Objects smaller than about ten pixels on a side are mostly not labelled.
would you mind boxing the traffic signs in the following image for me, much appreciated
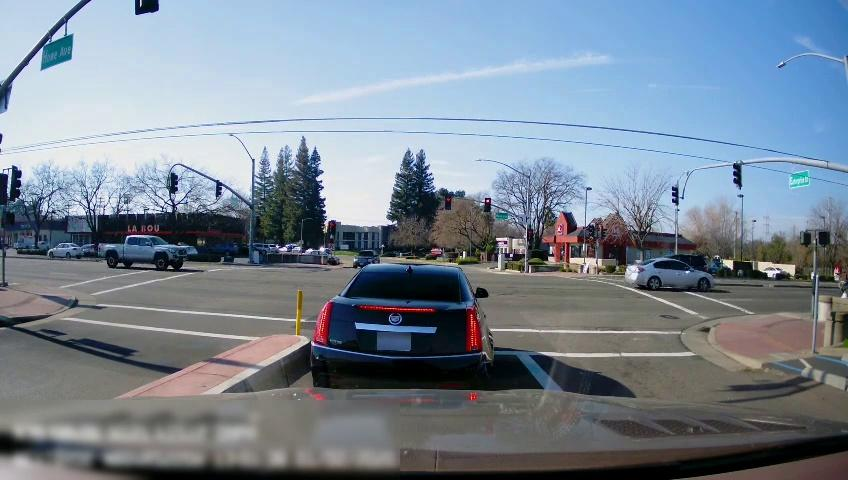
[790,169,810,188]
[496,212,508,219]
[40,33,74,71]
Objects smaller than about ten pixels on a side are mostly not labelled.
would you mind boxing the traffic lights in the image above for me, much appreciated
[328,220,336,234]
[168,172,179,194]
[0,132,4,153]
[0,173,8,204]
[9,165,22,202]
[600,225,606,238]
[484,197,491,212]
[214,179,223,199]
[2,212,16,226]
[445,194,452,209]
[670,186,679,206]
[732,161,742,187]
[588,225,595,238]
[527,227,534,240]
[799,232,814,246]
[815,232,830,246]
[134,0,159,16]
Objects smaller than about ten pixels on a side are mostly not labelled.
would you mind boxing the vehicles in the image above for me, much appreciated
[98,235,187,270]
[624,258,713,291]
[47,243,84,259]
[184,246,198,257]
[658,255,710,274]
[82,244,100,254]
[310,263,495,391]
[353,249,381,268]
